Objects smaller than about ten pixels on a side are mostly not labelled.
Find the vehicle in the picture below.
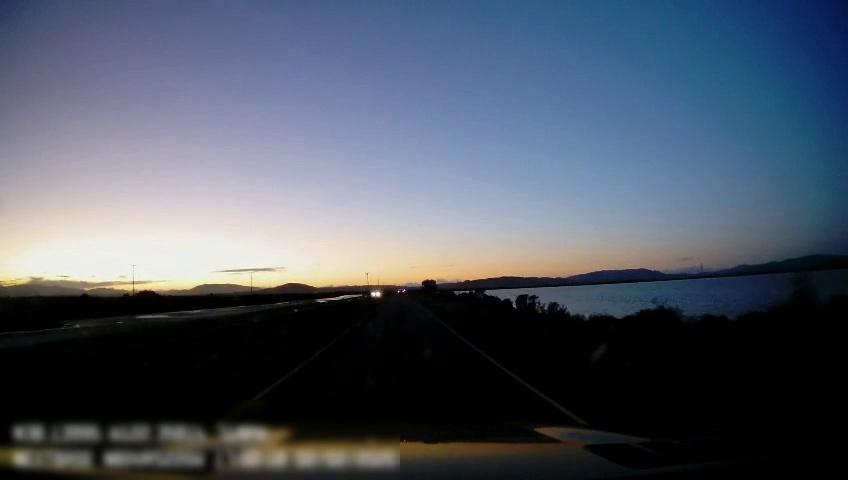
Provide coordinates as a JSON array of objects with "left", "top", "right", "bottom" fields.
[{"left": 369, "top": 290, "right": 383, "bottom": 300}]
